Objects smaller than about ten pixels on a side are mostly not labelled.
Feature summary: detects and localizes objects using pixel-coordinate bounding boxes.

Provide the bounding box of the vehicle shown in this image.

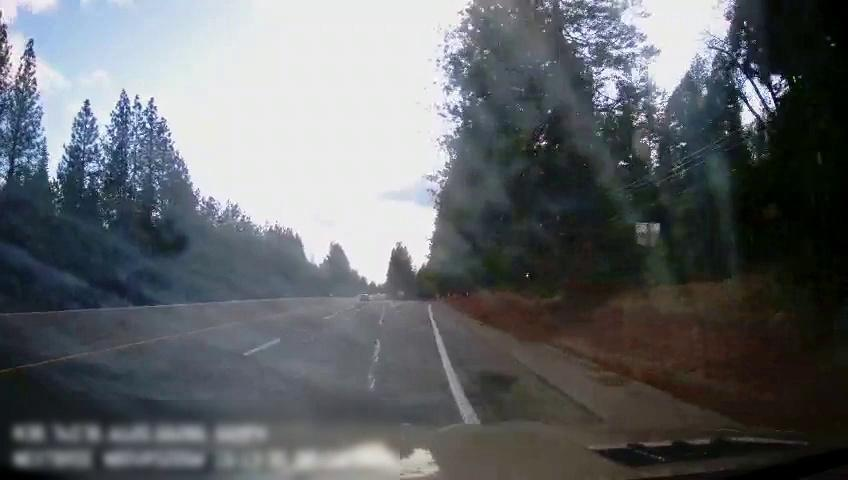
[359,292,371,303]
